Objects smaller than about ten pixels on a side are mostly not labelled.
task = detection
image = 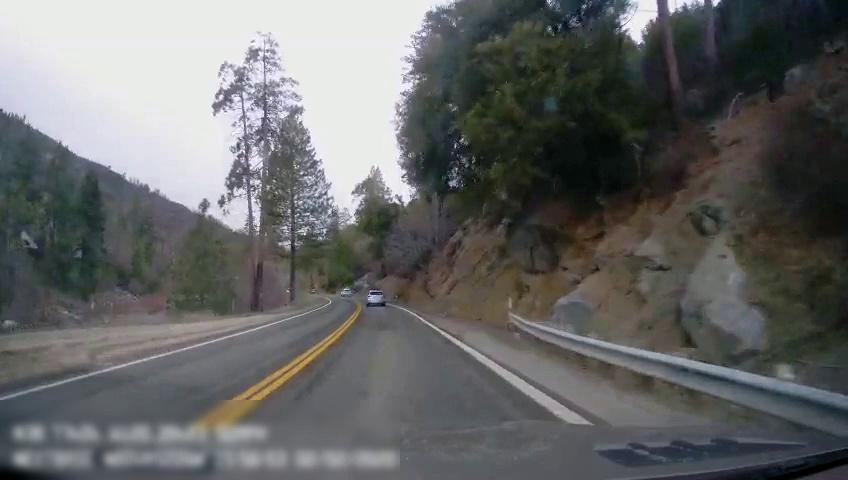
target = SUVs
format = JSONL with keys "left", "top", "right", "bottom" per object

{"left": 366, "top": 290, "right": 386, "bottom": 307}
{"left": 342, "top": 289, "right": 353, "bottom": 298}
